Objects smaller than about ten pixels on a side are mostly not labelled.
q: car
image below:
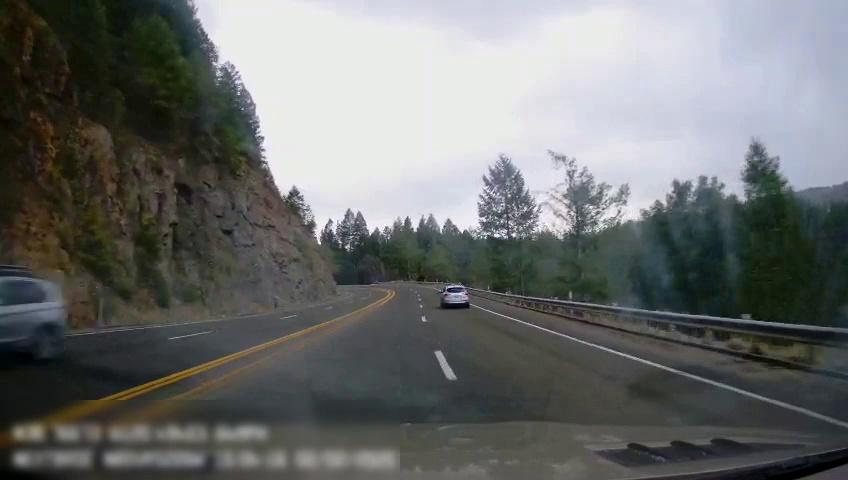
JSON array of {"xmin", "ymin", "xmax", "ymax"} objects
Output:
[{"xmin": 0, "ymin": 276, "xmax": 67, "ymax": 366}]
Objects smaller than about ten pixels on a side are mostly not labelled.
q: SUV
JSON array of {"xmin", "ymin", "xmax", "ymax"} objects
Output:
[{"xmin": 440, "ymin": 285, "xmax": 470, "ymax": 309}]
